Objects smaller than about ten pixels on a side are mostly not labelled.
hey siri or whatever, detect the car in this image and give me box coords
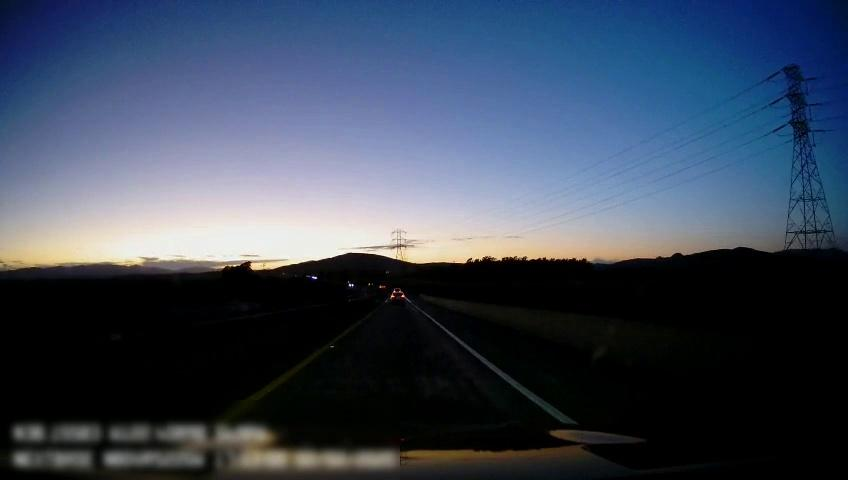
[389,292,407,307]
